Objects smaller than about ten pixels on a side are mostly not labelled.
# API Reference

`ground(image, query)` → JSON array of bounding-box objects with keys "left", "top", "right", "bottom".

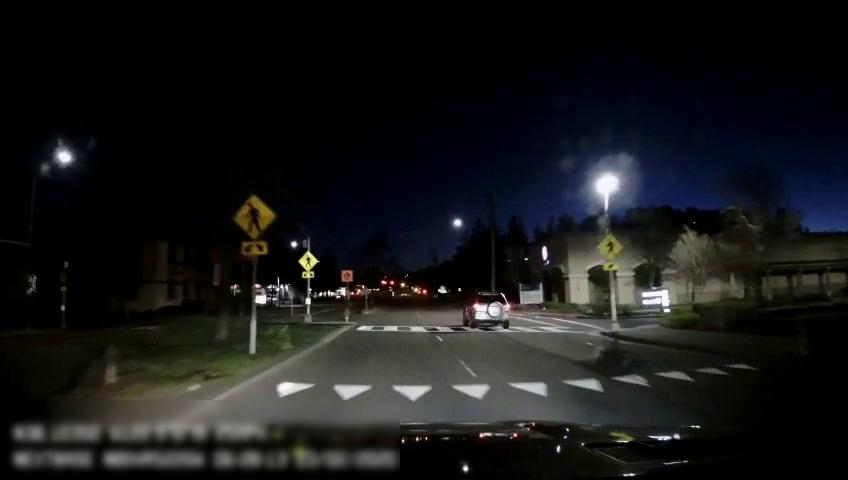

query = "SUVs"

[{"left": 462, "top": 291, "right": 511, "bottom": 330}]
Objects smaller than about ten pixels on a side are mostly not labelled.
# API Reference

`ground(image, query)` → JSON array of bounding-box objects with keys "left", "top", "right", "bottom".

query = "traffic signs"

[
  {"left": 603, "top": 263, "right": 620, "bottom": 271},
  {"left": 299, "top": 251, "right": 318, "bottom": 271},
  {"left": 240, "top": 242, "right": 267, "bottom": 255},
  {"left": 301, "top": 272, "right": 315, "bottom": 278},
  {"left": 596, "top": 234, "right": 624, "bottom": 260},
  {"left": 234, "top": 193, "right": 275, "bottom": 238},
  {"left": 341, "top": 270, "right": 353, "bottom": 282}
]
